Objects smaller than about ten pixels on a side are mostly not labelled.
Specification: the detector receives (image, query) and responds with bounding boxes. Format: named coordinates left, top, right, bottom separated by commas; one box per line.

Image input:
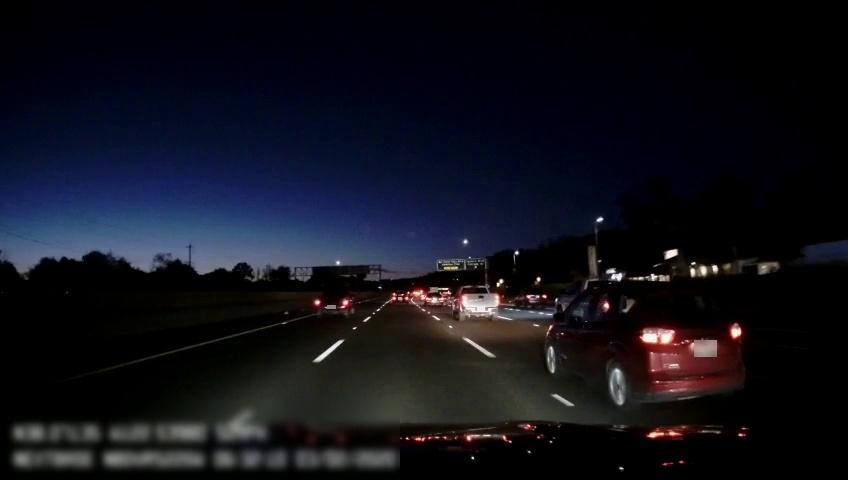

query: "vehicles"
left=541, top=278, right=747, bottom=415
left=514, top=287, right=547, bottom=309
left=424, top=293, right=445, bottom=307
left=309, top=285, right=361, bottom=323
left=554, top=278, right=599, bottom=314
left=390, top=291, right=410, bottom=305
left=451, top=283, right=500, bottom=323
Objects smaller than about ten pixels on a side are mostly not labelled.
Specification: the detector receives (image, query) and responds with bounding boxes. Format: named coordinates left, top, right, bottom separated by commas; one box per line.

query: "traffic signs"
left=461, top=259, right=484, bottom=272
left=436, top=259, right=461, bottom=272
